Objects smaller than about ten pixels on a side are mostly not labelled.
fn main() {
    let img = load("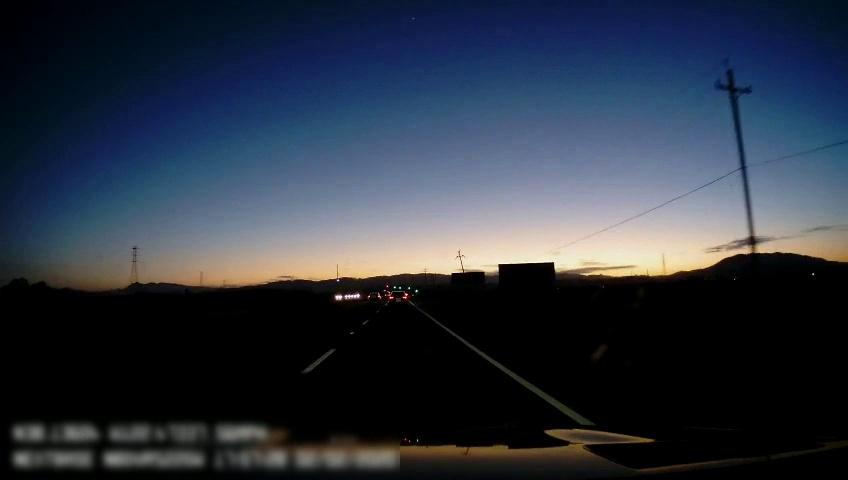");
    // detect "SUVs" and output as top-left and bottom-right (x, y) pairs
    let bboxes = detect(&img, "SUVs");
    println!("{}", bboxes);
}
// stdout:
(388, 290), (409, 308)
(367, 291), (382, 304)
